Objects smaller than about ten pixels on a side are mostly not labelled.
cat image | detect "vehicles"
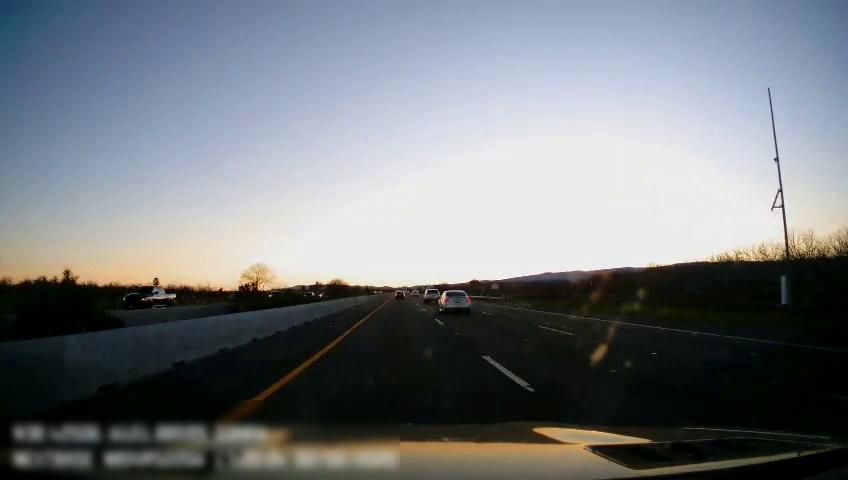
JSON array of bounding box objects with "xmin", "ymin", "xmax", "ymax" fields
[
  {"xmin": 395, "ymin": 289, "xmax": 407, "ymax": 300},
  {"xmin": 437, "ymin": 290, "xmax": 472, "ymax": 315},
  {"xmin": 423, "ymin": 288, "xmax": 441, "ymax": 303},
  {"xmin": 122, "ymin": 285, "xmax": 177, "ymax": 309}
]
